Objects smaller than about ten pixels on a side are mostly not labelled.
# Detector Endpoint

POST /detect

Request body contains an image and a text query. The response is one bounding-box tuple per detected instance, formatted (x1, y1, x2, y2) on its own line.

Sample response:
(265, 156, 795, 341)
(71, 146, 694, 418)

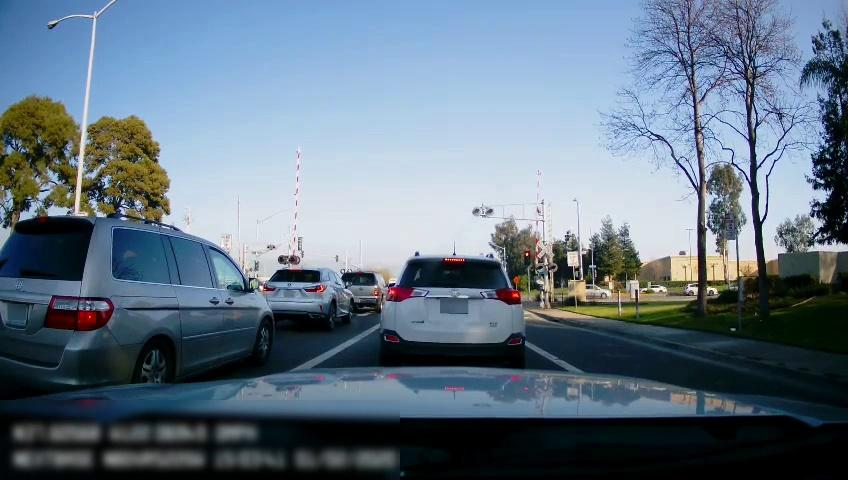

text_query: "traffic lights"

(523, 250, 531, 265)
(277, 255, 289, 265)
(289, 255, 301, 265)
(564, 231, 570, 245)
(297, 236, 303, 252)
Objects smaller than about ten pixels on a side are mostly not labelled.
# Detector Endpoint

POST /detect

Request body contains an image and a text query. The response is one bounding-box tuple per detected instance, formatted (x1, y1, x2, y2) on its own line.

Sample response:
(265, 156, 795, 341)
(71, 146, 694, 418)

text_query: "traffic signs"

(567, 251, 579, 267)
(536, 240, 555, 260)
(70, 211, 89, 219)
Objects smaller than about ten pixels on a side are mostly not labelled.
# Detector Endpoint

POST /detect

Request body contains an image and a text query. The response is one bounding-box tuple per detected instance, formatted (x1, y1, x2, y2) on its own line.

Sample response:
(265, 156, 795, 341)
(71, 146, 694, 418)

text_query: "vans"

(0, 212, 277, 393)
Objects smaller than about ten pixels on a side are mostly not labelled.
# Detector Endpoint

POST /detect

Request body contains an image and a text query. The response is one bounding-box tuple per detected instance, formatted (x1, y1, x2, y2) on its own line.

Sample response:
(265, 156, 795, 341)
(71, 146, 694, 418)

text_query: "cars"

(684, 282, 718, 297)
(640, 284, 667, 295)
(584, 284, 609, 300)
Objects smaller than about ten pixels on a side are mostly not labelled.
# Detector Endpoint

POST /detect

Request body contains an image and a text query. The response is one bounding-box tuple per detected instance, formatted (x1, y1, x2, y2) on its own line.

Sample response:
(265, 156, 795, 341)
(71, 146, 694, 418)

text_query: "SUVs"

(380, 251, 525, 364)
(339, 270, 387, 313)
(262, 266, 354, 330)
